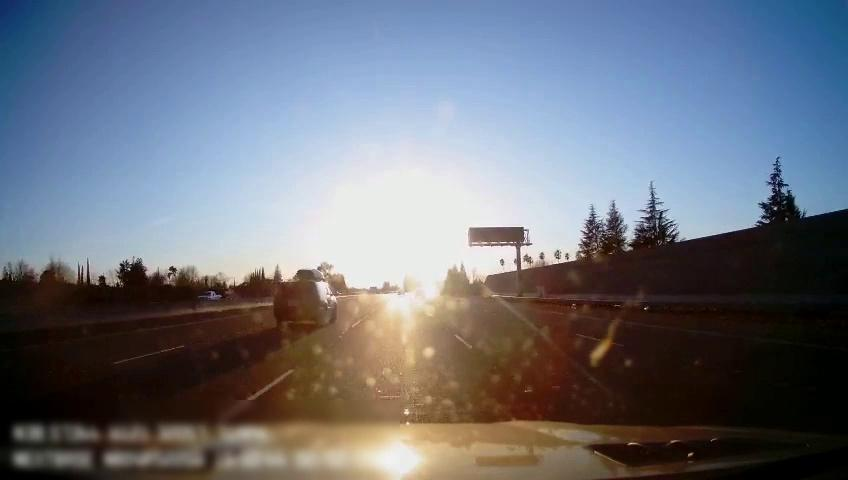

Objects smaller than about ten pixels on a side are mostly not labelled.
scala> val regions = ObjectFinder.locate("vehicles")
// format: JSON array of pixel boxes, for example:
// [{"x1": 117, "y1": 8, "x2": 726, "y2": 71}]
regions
[
  {"x1": 273, "y1": 268, "x2": 338, "y2": 328},
  {"x1": 397, "y1": 288, "x2": 405, "y2": 296},
  {"x1": 197, "y1": 290, "x2": 223, "y2": 302}
]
